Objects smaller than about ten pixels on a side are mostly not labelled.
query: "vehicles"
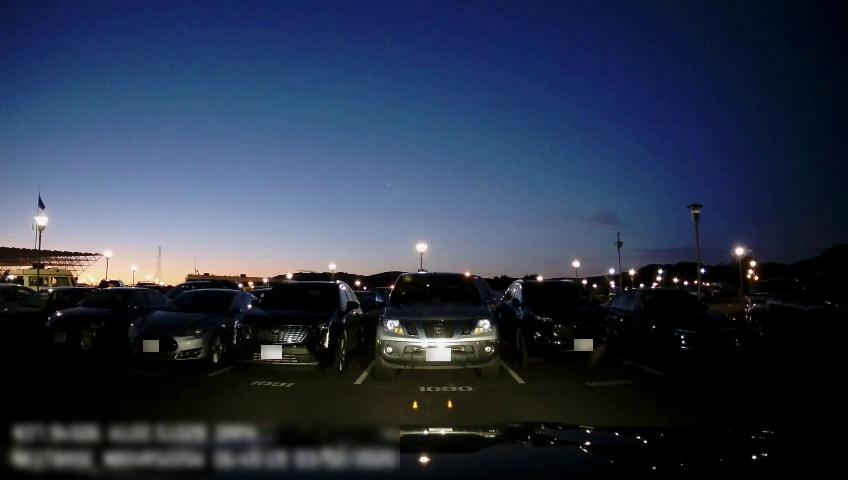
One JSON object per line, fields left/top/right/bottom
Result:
{"left": 745, "top": 279, "right": 848, "bottom": 340}
{"left": 372, "top": 272, "right": 506, "bottom": 384}
{"left": 126, "top": 287, "right": 261, "bottom": 370}
{"left": 97, "top": 278, "right": 125, "bottom": 288}
{"left": 0, "top": 287, "right": 103, "bottom": 337}
{"left": 0, "top": 267, "right": 78, "bottom": 292}
{"left": 43, "top": 286, "right": 171, "bottom": 354}
{"left": 0, "top": 284, "right": 38, "bottom": 310}
{"left": 603, "top": 288, "right": 756, "bottom": 371}
{"left": 494, "top": 278, "right": 633, "bottom": 370}
{"left": 229, "top": 278, "right": 369, "bottom": 382}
